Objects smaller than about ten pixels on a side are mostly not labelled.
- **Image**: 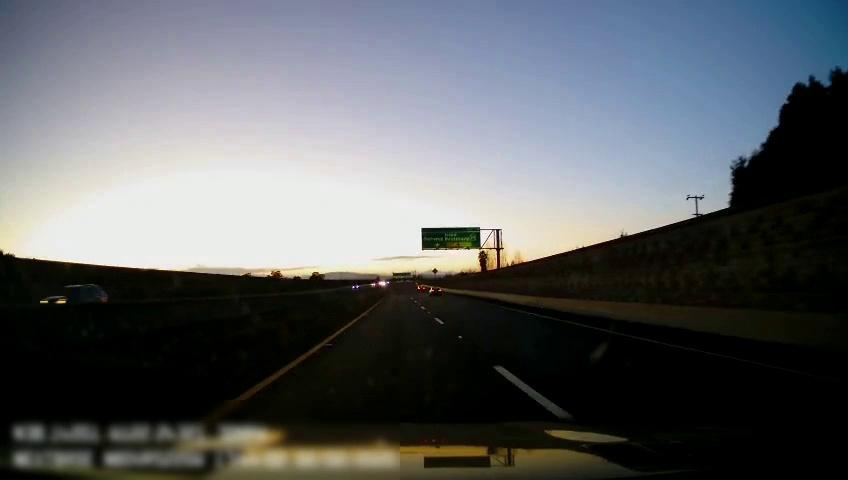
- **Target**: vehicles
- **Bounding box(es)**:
[416,285,427,293]
[38,284,108,305]
[427,286,443,297]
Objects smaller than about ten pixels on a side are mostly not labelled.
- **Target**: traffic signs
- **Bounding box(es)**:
[421,226,481,252]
